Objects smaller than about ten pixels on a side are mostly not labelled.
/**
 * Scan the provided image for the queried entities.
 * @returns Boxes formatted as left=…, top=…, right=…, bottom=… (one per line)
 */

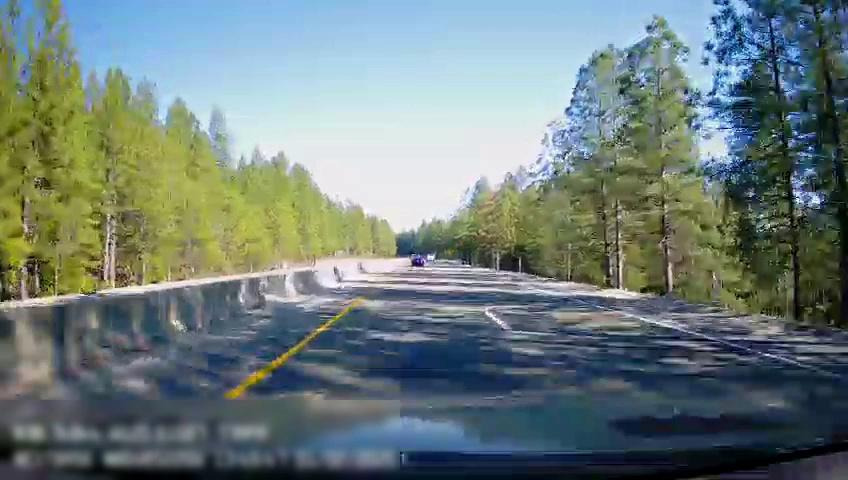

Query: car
left=412, top=256, right=425, bottom=267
